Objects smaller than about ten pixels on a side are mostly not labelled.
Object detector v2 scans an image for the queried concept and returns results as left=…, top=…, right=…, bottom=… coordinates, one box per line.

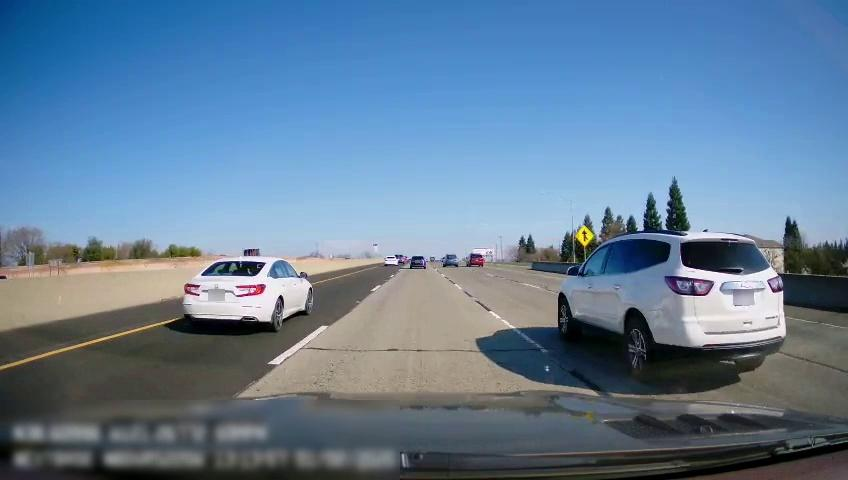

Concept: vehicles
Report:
left=556, top=229, right=787, bottom=378
left=409, top=255, right=428, bottom=270
left=394, top=254, right=405, bottom=265
left=465, top=252, right=485, bottom=268
left=181, top=256, right=315, bottom=333
left=383, top=256, right=399, bottom=267
left=442, top=254, right=459, bottom=268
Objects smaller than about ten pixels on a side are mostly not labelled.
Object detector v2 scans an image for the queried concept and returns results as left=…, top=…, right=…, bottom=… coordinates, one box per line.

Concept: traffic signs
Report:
left=575, top=224, right=595, bottom=247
